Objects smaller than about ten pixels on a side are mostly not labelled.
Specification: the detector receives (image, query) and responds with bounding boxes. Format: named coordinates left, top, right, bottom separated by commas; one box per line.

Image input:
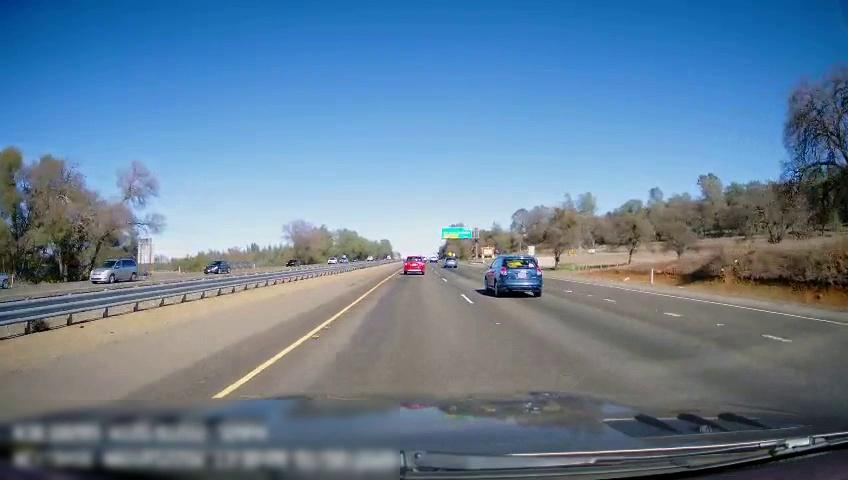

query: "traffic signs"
left=440, top=227, right=473, bottom=238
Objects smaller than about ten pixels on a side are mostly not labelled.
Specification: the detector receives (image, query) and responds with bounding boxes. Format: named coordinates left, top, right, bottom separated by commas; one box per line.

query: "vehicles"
left=483, top=255, right=544, bottom=297
left=89, top=258, right=139, bottom=284
left=203, top=261, right=233, bottom=275
left=404, top=257, right=427, bottom=275
left=0, top=272, right=12, bottom=289
left=444, top=258, right=457, bottom=268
